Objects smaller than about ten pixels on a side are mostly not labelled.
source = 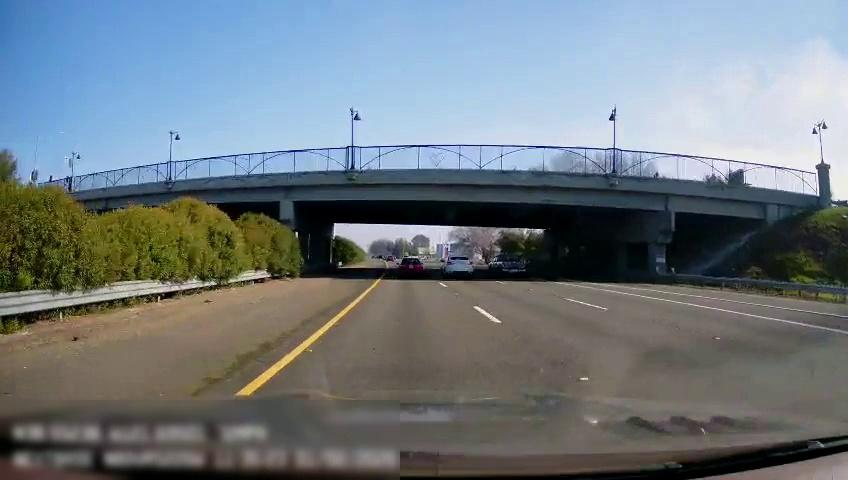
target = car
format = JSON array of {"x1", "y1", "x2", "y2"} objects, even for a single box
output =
[{"x1": 398, "y1": 257, "x2": 424, "y2": 278}]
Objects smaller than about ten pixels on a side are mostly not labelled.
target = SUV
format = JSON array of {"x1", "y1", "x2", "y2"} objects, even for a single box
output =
[{"x1": 441, "y1": 253, "x2": 474, "y2": 279}]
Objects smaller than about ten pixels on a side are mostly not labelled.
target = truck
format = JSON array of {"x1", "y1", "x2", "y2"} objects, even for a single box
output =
[{"x1": 488, "y1": 254, "x2": 522, "y2": 278}]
